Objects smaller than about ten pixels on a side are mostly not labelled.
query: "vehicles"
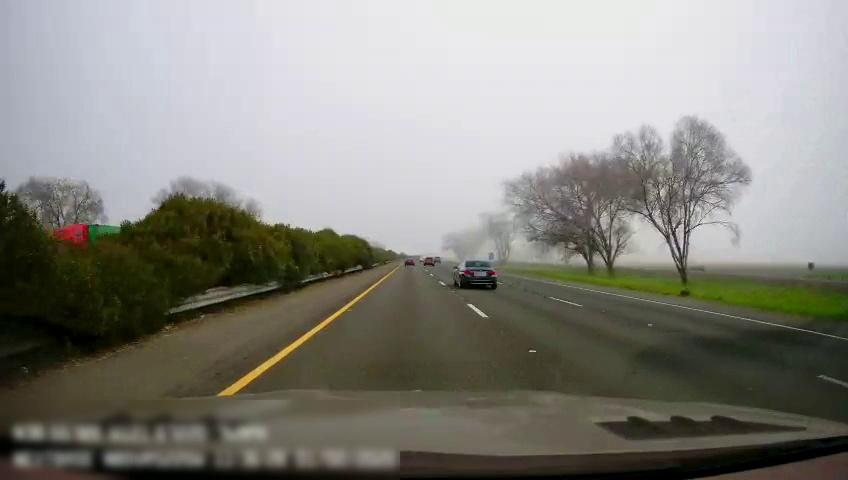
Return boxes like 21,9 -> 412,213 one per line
454,260 -> 497,289
433,256 -> 442,264
423,257 -> 435,267
403,258 -> 416,268
53,223 -> 122,249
